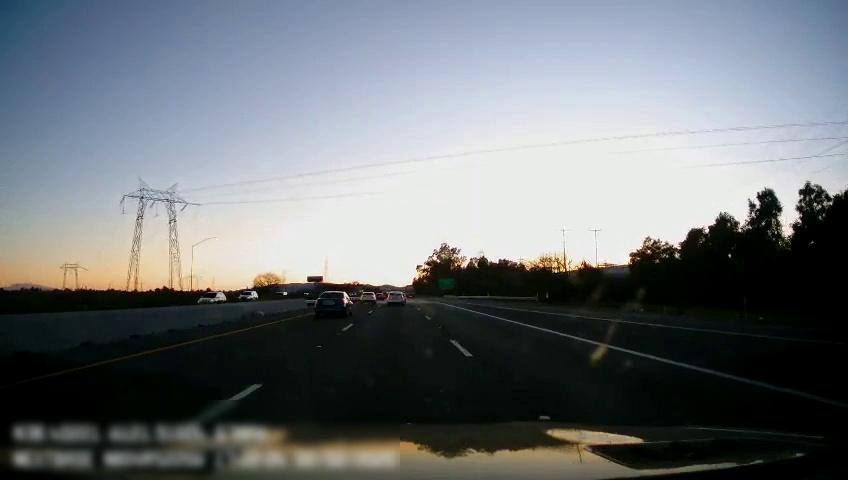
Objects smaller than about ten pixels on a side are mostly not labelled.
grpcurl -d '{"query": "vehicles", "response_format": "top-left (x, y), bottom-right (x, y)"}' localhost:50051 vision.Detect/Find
top-left (275, 291), bottom-right (288, 296)
top-left (386, 291), bottom-right (407, 308)
top-left (237, 290), bottom-right (259, 302)
top-left (358, 292), bottom-right (378, 307)
top-left (314, 290), bottom-right (355, 320)
top-left (197, 290), bottom-right (228, 306)
top-left (405, 286), bottom-right (415, 298)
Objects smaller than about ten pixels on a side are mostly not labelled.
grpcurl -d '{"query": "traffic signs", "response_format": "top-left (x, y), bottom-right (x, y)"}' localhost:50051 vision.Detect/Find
top-left (441, 278), bottom-right (457, 289)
